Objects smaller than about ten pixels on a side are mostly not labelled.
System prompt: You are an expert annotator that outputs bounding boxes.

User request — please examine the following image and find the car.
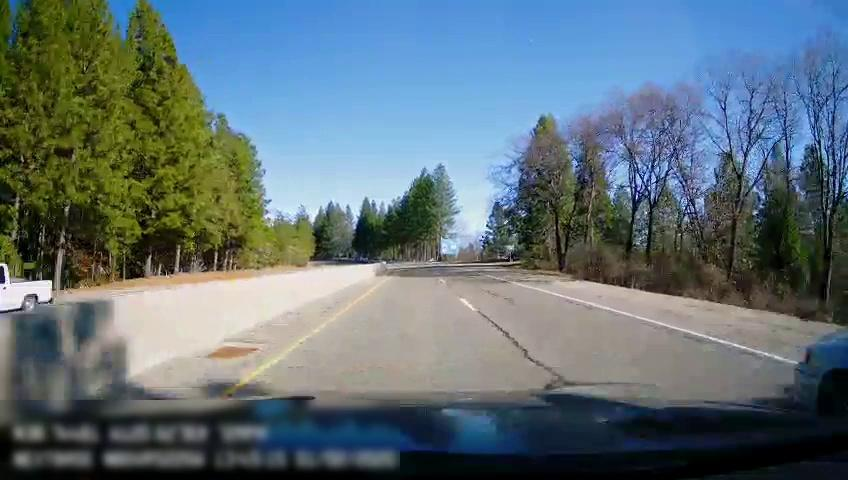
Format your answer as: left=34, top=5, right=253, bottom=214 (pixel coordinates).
left=799, top=333, right=848, bottom=411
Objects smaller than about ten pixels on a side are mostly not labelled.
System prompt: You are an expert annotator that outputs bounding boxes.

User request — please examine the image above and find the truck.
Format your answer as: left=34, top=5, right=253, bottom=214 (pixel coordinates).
left=0, top=263, right=53, bottom=314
